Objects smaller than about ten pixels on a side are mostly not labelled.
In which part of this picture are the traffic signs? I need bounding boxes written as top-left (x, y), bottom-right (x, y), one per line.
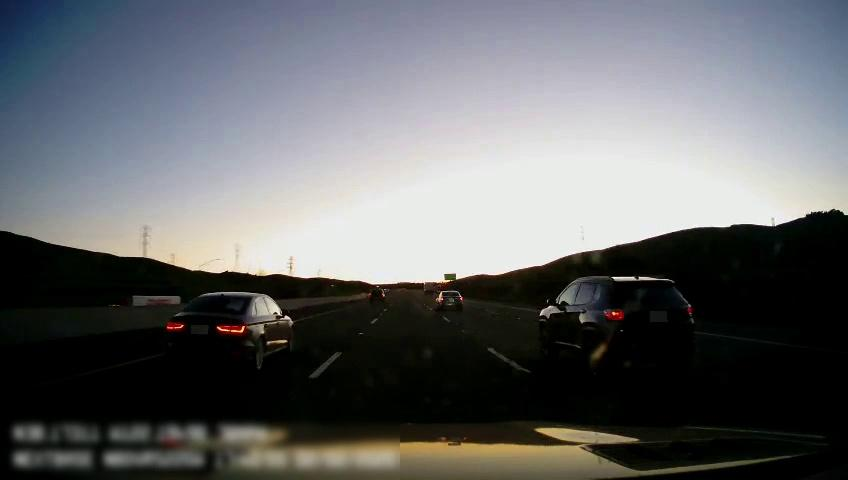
top-left (445, 274), bottom-right (456, 281)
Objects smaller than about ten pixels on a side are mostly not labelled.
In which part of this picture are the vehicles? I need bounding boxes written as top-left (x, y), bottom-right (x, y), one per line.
top-left (424, 283), bottom-right (433, 294)
top-left (435, 290), bottom-right (463, 311)
top-left (369, 289), bottom-right (385, 303)
top-left (106, 296), bottom-right (182, 308)
top-left (537, 275), bottom-right (695, 378)
top-left (164, 292), bottom-right (295, 374)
